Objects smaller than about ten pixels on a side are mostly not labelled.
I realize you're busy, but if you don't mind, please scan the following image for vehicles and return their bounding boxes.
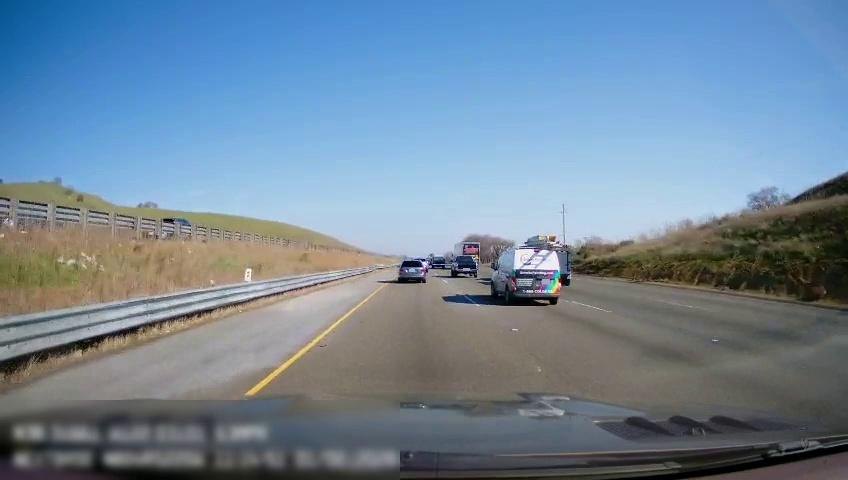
[450,255,479,278]
[396,259,426,283]
[413,258,429,273]
[552,248,573,288]
[431,256,446,269]
[141,216,194,241]
[489,232,564,306]
[449,240,481,267]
